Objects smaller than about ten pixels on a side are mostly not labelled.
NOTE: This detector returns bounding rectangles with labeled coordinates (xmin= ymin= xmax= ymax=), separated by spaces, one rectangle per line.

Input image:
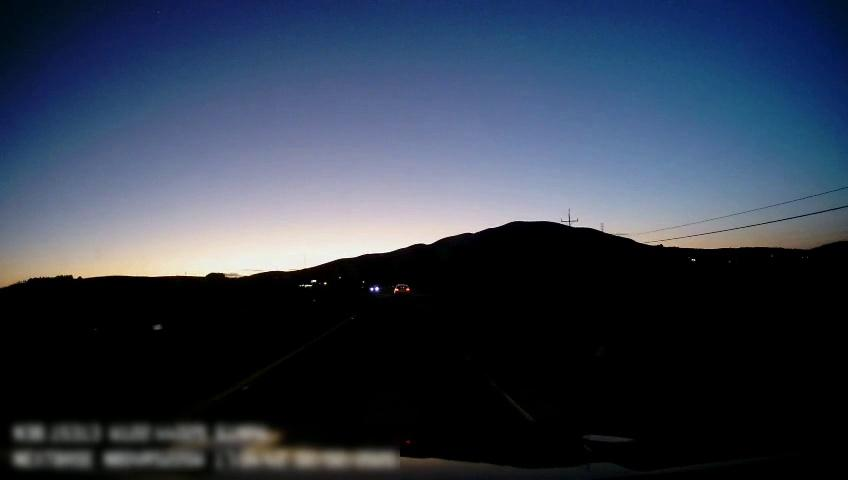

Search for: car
xmin=393 ymin=283 xmax=410 ymax=297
